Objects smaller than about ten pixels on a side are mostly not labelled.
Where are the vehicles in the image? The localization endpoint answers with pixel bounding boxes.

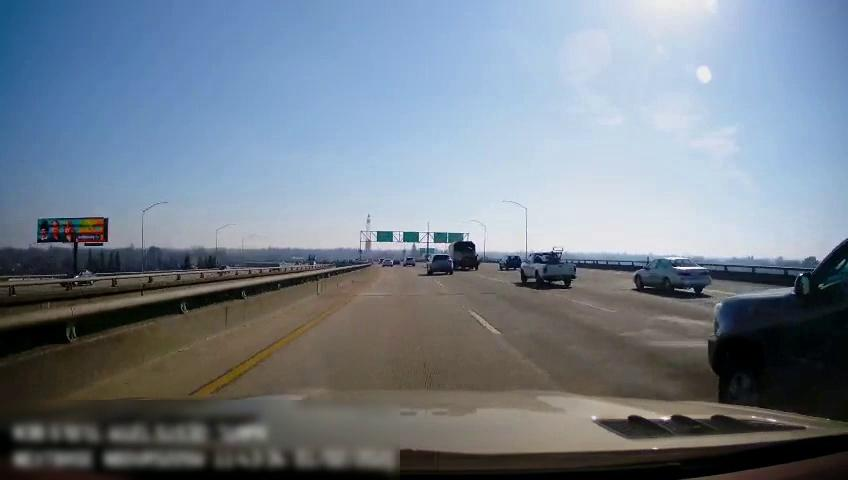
[632,257,713,295]
[403,257,416,267]
[215,264,231,274]
[59,268,101,288]
[706,234,848,418]
[519,246,577,288]
[448,240,482,271]
[382,258,394,268]
[426,253,453,276]
[499,255,523,272]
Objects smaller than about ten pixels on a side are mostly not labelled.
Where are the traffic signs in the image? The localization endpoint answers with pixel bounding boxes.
[447,232,464,243]
[376,230,394,243]
[402,231,420,243]
[433,231,448,243]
